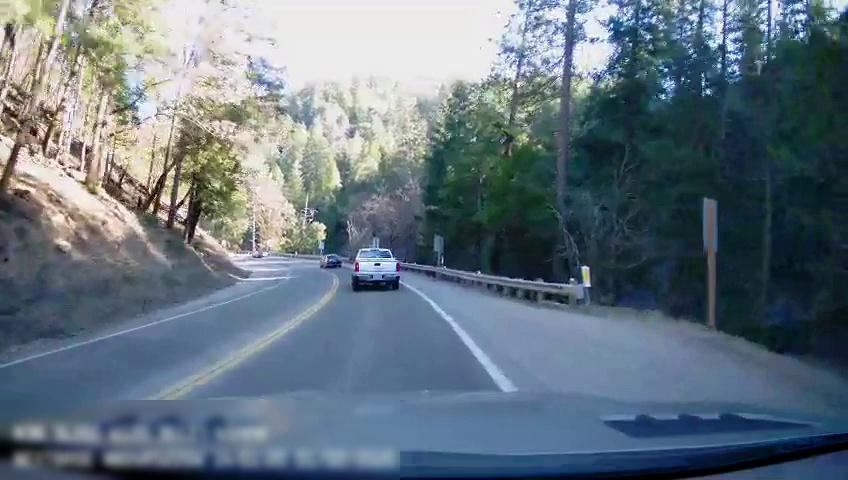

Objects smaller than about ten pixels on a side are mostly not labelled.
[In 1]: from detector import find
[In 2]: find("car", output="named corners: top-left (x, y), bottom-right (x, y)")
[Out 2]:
top-left (321, 254), bottom-right (342, 269)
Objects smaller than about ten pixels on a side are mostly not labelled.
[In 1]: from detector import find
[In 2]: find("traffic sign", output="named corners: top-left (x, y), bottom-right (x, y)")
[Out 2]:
top-left (582, 266), bottom-right (591, 288)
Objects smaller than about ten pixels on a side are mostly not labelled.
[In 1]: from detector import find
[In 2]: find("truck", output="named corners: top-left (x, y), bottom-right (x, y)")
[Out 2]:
top-left (350, 248), bottom-right (401, 291)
